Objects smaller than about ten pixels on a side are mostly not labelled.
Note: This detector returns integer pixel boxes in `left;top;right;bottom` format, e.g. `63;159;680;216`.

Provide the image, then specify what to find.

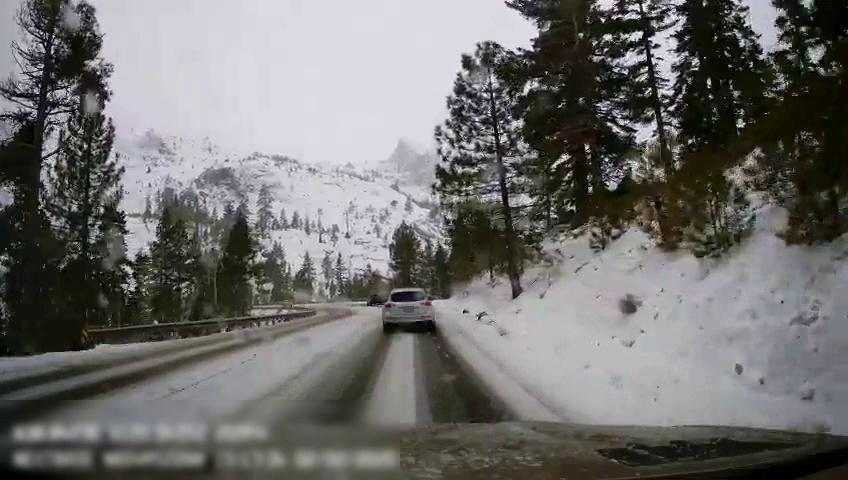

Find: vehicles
367;293;383;306
382;287;435;332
